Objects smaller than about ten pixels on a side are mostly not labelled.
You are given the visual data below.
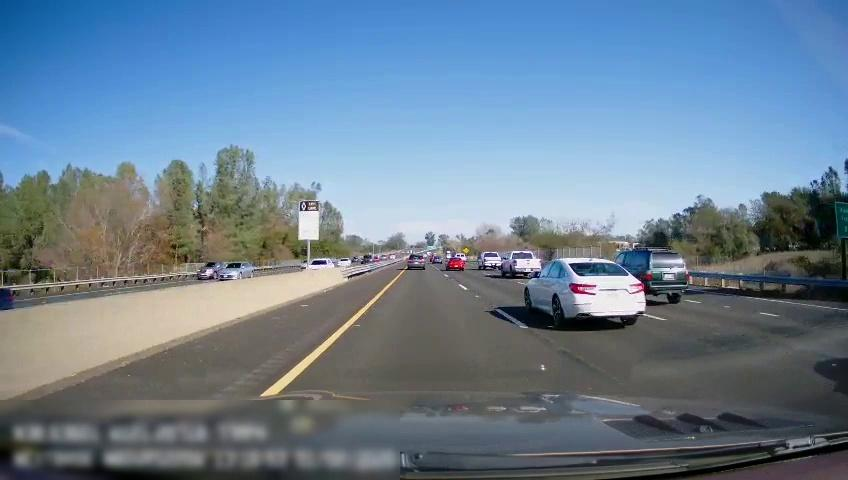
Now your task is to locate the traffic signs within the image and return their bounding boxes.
[297,199,320,240]
[835,202,848,239]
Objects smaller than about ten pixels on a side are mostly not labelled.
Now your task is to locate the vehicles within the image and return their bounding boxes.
[478,251,502,270]
[304,258,335,272]
[500,250,542,279]
[195,261,233,281]
[611,247,688,305]
[451,252,467,265]
[523,257,646,329]
[446,257,465,271]
[0,287,17,311]
[408,254,426,269]
[216,260,255,282]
